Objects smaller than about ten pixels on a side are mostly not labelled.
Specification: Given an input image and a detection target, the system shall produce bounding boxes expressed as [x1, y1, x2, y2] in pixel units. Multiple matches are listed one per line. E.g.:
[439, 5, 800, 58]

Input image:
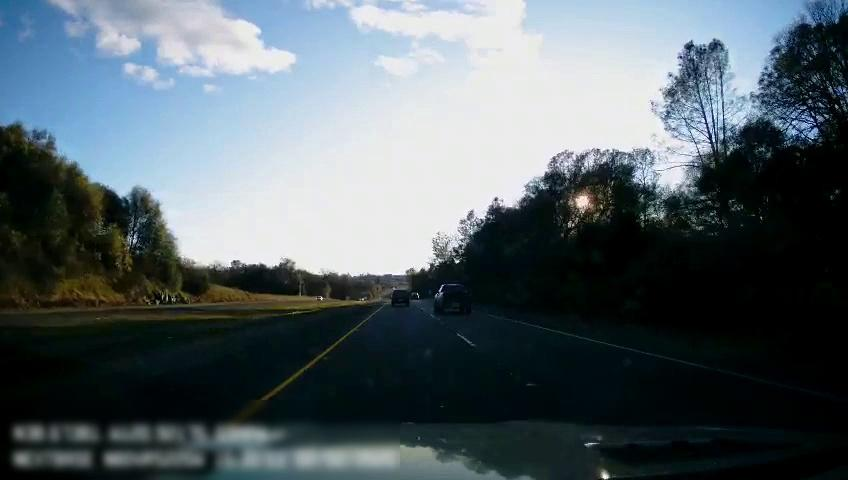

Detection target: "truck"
[433, 284, 473, 317]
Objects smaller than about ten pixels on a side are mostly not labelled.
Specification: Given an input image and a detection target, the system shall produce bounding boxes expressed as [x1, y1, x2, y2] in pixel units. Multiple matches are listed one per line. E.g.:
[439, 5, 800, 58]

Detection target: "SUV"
[391, 290, 409, 306]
